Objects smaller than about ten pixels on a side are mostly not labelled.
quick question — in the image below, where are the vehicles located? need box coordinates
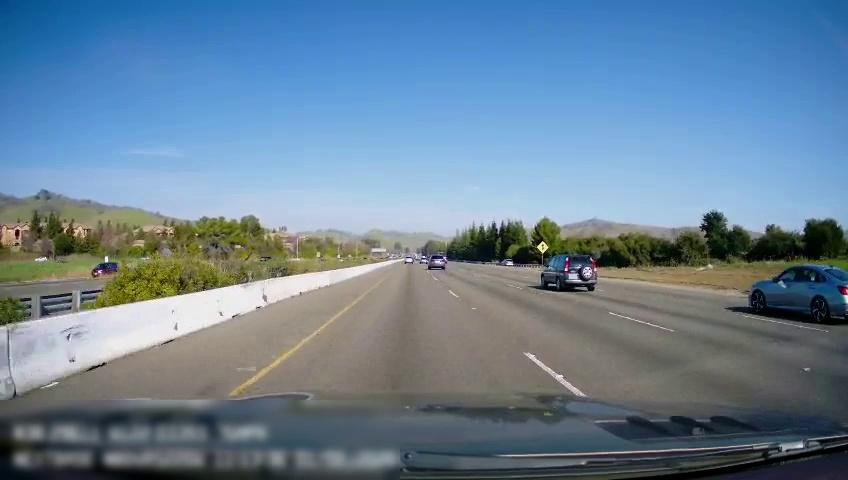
[437,251,448,264]
[540,254,598,292]
[258,256,273,263]
[500,258,514,267]
[428,254,446,270]
[34,256,48,262]
[90,261,120,278]
[748,263,848,324]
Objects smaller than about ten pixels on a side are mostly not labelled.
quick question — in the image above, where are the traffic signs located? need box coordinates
[536,240,549,254]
